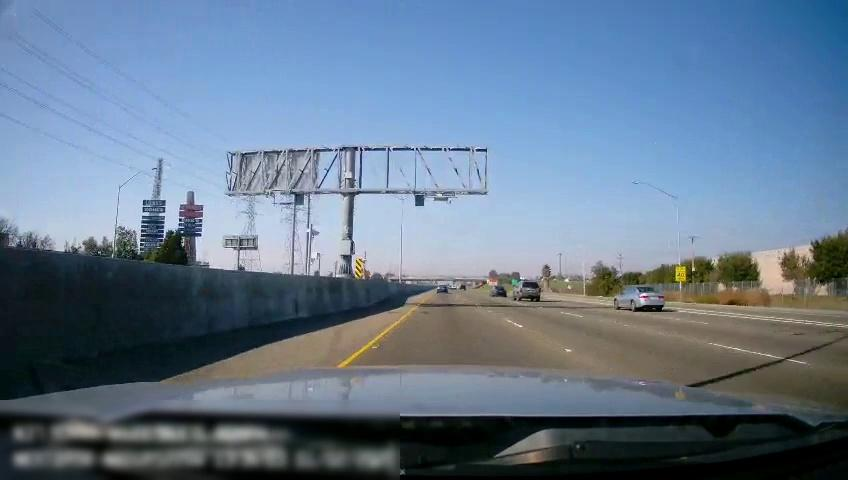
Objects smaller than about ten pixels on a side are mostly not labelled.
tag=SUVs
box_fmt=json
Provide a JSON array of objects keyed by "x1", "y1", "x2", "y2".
[{"x1": 513, "y1": 280, "x2": 541, "y2": 302}]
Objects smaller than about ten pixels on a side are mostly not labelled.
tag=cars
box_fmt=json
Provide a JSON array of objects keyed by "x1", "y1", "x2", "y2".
[
  {"x1": 488, "y1": 286, "x2": 507, "y2": 297},
  {"x1": 437, "y1": 284, "x2": 448, "y2": 294},
  {"x1": 614, "y1": 284, "x2": 665, "y2": 313}
]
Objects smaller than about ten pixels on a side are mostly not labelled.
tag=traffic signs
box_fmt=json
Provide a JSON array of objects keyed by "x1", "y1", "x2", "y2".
[{"x1": 675, "y1": 265, "x2": 687, "y2": 282}]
